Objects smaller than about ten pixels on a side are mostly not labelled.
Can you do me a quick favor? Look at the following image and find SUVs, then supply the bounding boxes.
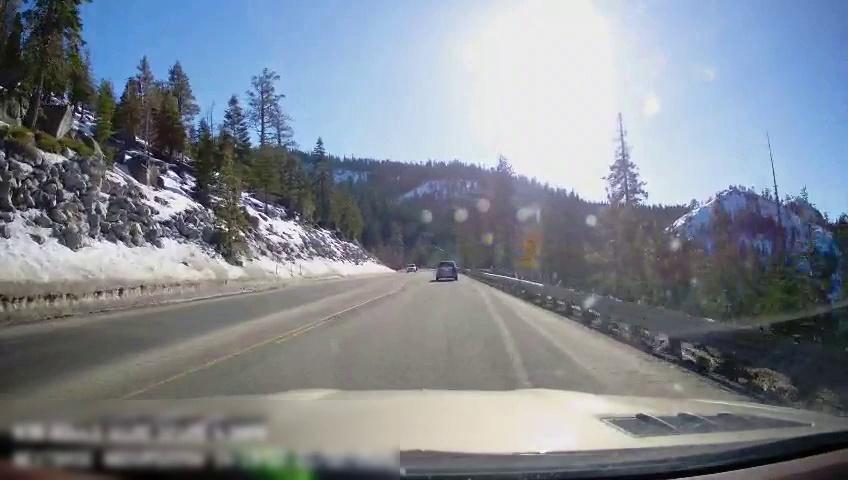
[406,263,417,273]
[435,260,459,281]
